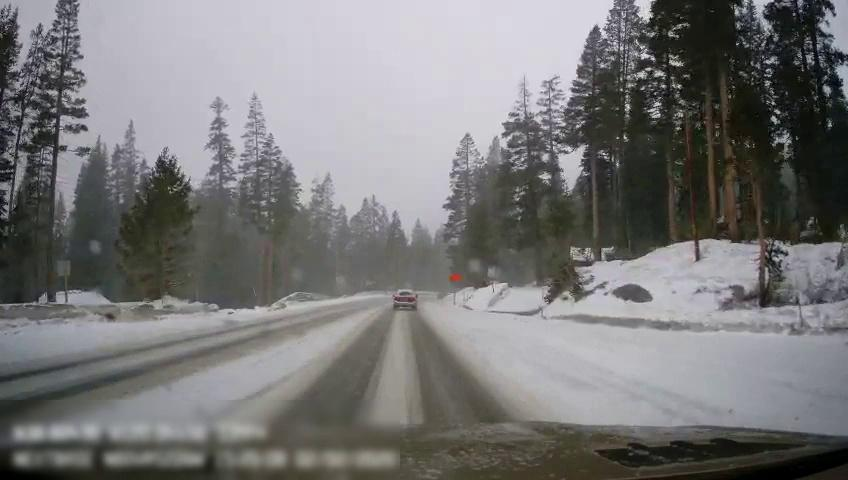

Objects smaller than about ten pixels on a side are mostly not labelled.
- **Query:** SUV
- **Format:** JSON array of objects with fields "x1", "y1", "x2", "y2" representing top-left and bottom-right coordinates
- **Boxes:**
[{"x1": 390, "y1": 288, "x2": 420, "y2": 312}]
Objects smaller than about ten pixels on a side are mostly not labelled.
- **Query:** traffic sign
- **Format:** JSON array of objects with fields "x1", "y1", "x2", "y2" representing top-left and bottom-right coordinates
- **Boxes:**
[{"x1": 55, "y1": 260, "x2": 71, "y2": 278}]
